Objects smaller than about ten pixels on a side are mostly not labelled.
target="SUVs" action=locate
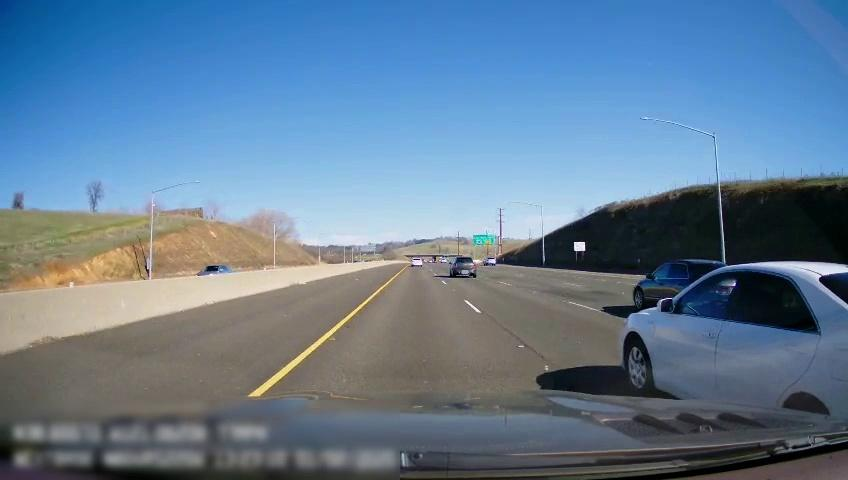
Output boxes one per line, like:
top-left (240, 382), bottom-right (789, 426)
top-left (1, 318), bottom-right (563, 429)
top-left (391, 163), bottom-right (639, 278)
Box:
top-left (411, 257), bottom-right (423, 267)
top-left (484, 256), bottom-right (497, 266)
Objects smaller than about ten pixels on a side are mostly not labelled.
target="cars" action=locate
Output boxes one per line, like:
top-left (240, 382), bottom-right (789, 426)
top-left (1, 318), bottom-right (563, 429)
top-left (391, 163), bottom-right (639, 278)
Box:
top-left (449, 257), bottom-right (477, 278)
top-left (632, 259), bottom-right (728, 308)
top-left (197, 264), bottom-right (231, 276)
top-left (620, 262), bottom-right (848, 418)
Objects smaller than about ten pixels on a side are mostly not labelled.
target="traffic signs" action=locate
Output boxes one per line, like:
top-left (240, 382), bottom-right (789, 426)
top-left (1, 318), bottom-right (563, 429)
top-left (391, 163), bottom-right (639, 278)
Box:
top-left (471, 233), bottom-right (496, 245)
